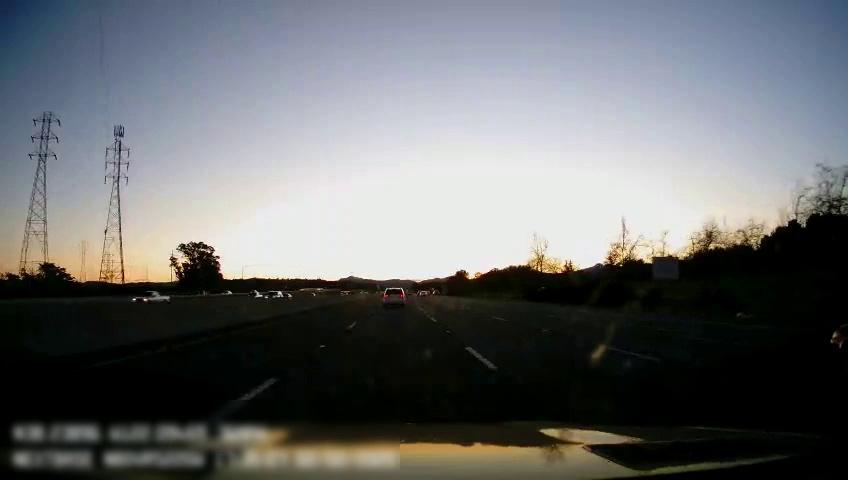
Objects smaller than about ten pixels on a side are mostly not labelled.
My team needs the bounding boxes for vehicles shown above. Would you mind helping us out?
[131,290,171,302]
[247,291,263,299]
[381,287,406,309]
[830,326,848,351]
[220,290,233,295]
[263,290,284,299]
